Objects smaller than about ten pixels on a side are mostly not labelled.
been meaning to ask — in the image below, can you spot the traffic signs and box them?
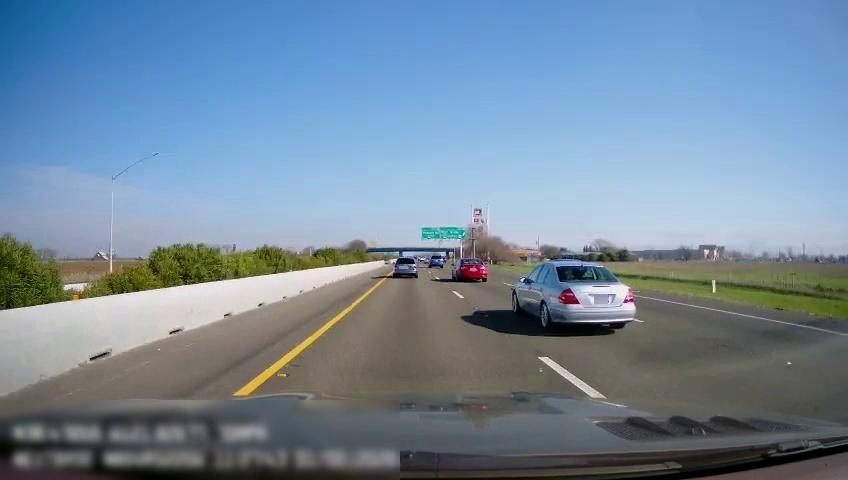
[421,227,469,241]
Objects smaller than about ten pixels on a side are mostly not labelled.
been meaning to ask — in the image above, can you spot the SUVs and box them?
[393,256,419,279]
[428,254,446,268]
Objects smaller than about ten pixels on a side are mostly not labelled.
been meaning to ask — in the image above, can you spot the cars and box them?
[510,260,636,333]
[450,256,488,283]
